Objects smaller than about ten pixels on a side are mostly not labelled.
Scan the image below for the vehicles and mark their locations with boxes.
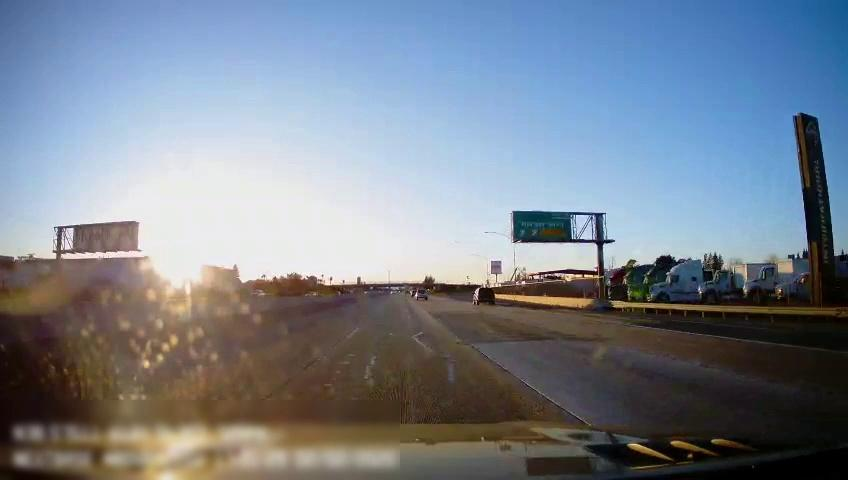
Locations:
[472,288,496,306]
[250,289,265,296]
[304,291,318,297]
[415,290,428,301]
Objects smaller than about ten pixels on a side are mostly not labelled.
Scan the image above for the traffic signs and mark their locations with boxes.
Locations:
[512,210,572,241]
